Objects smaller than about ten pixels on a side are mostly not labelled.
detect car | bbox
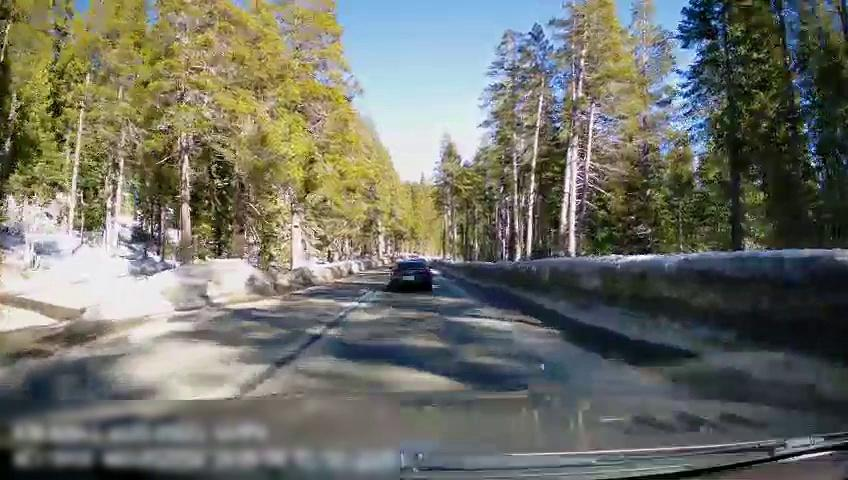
[388,259,433,294]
